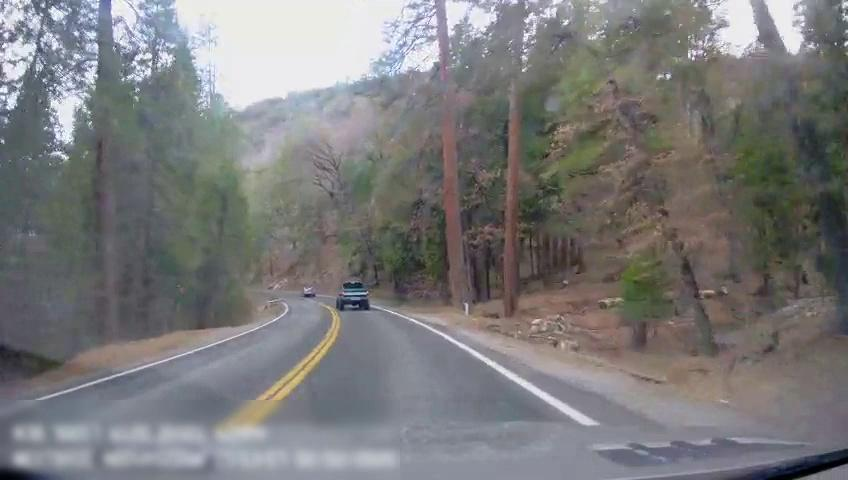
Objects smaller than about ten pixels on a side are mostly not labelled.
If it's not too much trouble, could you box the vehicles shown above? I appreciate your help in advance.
[302,285,315,297]
[335,281,369,312]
